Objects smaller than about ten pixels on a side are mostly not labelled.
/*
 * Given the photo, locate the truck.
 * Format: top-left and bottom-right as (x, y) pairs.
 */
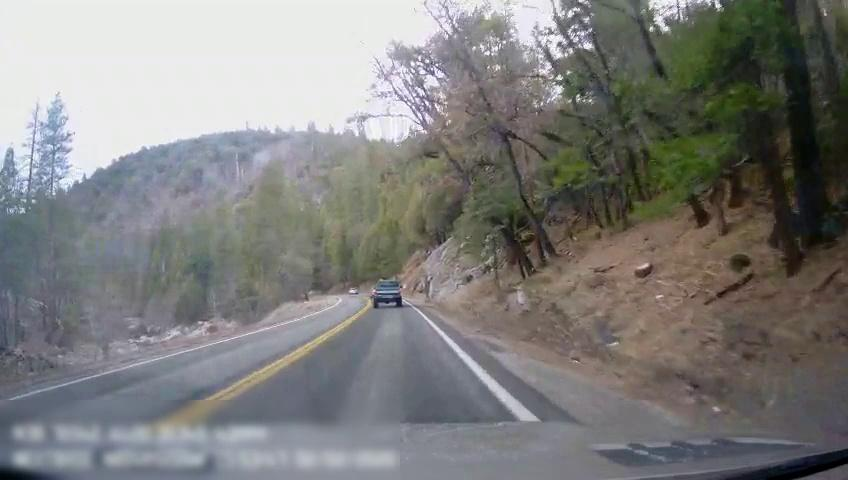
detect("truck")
(371, 280), (403, 309)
